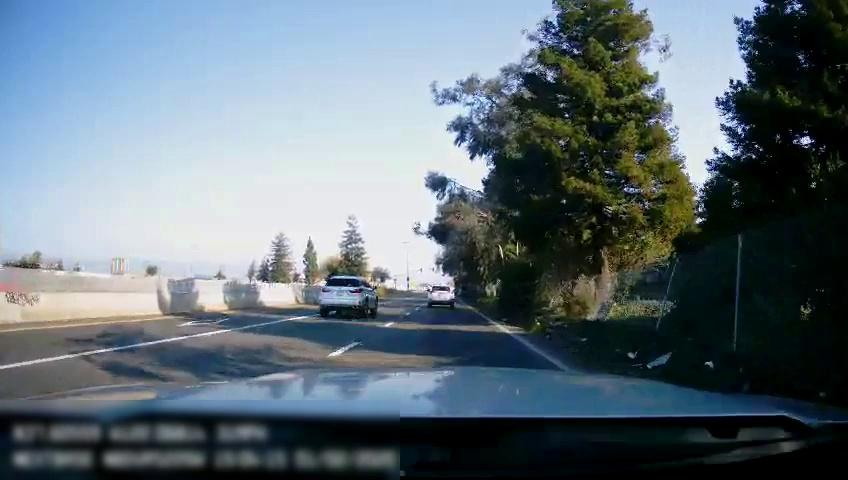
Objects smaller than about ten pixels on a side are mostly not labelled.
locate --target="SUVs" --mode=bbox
[426,285,456,309]
[318,276,379,320]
